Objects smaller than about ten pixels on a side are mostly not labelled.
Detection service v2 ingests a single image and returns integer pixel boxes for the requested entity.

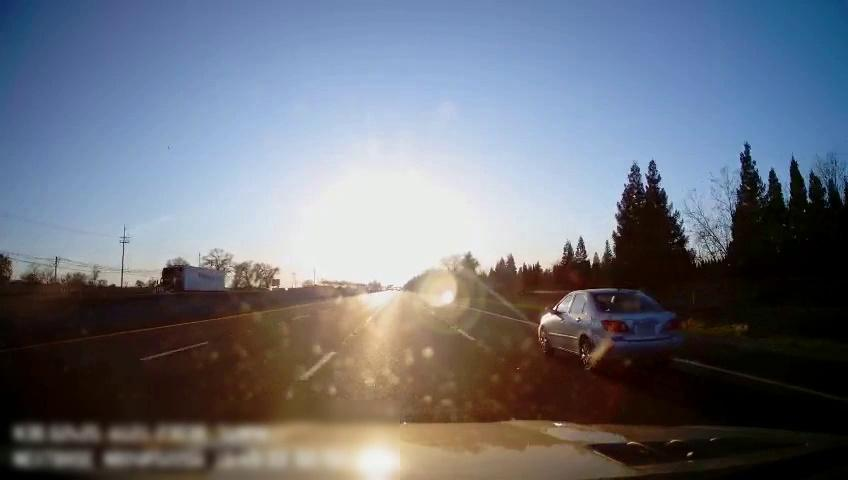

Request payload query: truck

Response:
[153,265,225,296]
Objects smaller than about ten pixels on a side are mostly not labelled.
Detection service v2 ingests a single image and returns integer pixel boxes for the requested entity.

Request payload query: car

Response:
[537,289,680,372]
